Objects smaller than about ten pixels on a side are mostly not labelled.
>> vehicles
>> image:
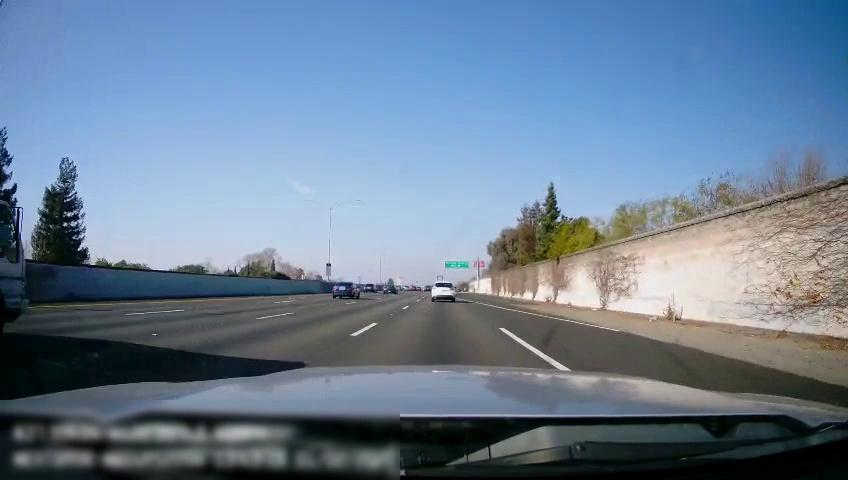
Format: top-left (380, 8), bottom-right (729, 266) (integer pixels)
top-left (0, 199), bottom-right (26, 343)
top-left (363, 284), bottom-right (377, 293)
top-left (383, 284), bottom-right (397, 294)
top-left (332, 281), bottom-right (360, 299)
top-left (431, 281), bottom-right (457, 302)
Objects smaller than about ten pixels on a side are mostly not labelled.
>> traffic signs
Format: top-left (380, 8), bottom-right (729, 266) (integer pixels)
top-left (325, 263), bottom-right (332, 276)
top-left (445, 260), bottom-right (469, 269)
